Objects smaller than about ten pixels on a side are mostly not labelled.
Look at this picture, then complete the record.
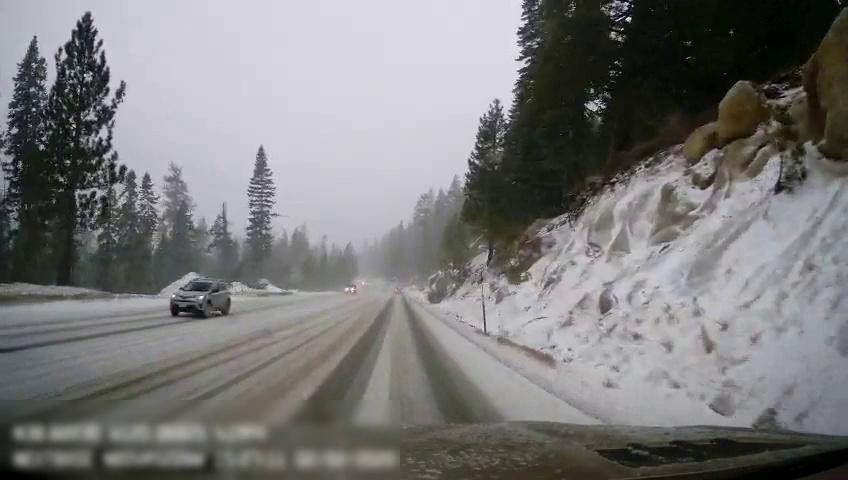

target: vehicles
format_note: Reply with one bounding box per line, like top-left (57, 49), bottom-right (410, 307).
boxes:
top-left (394, 286), bottom-right (406, 295)
top-left (343, 283), bottom-right (358, 294)
top-left (168, 276), bottom-right (233, 319)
